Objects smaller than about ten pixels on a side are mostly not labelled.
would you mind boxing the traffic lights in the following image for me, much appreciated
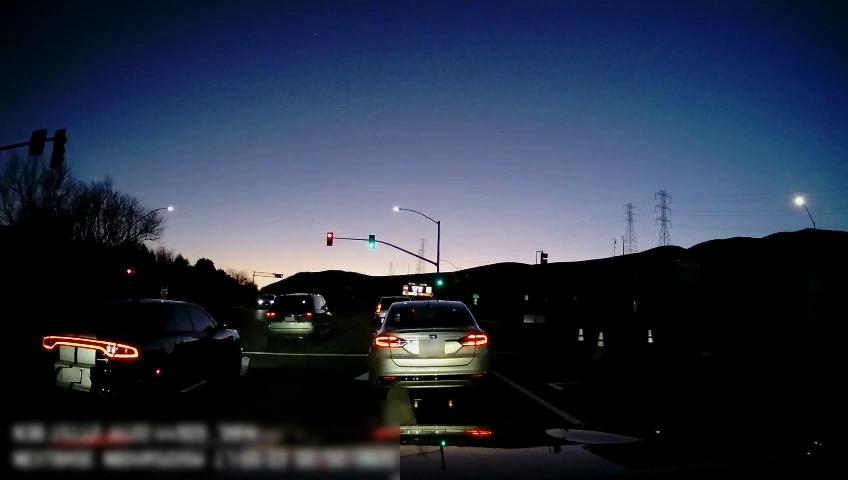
[540,251,549,266]
[49,128,68,169]
[435,277,444,288]
[326,231,334,247]
[367,234,376,251]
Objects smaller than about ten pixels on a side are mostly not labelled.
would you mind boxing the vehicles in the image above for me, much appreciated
[257,293,277,309]
[373,295,415,324]
[368,299,492,404]
[39,297,244,426]
[263,292,335,346]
